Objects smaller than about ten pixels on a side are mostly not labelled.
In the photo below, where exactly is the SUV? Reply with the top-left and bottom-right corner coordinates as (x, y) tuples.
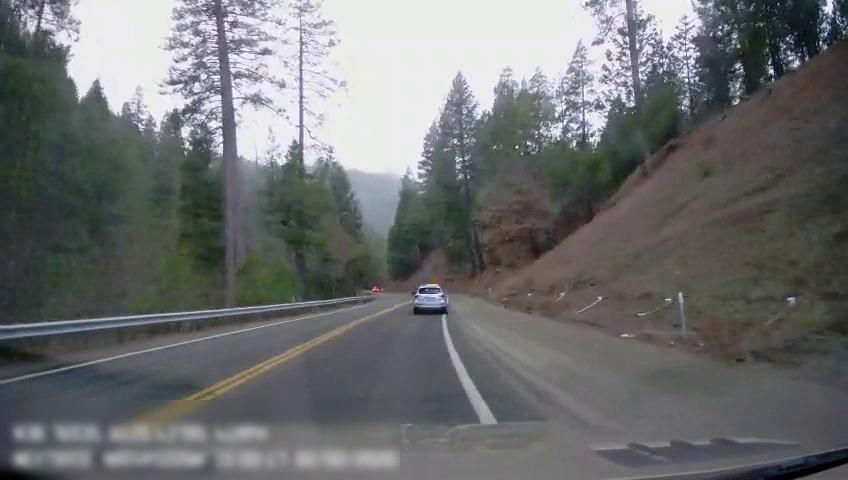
(412, 286), (448, 315)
